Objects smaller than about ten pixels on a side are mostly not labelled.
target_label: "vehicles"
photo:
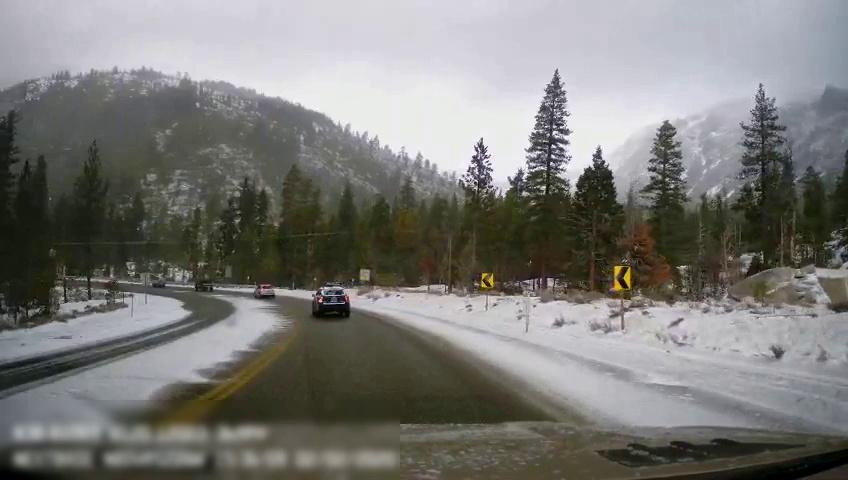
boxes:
[311,281,350,319]
[195,279,214,292]
[254,282,275,299]
[151,279,166,288]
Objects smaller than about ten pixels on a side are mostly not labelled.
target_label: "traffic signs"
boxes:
[613,264,632,291]
[480,271,495,289]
